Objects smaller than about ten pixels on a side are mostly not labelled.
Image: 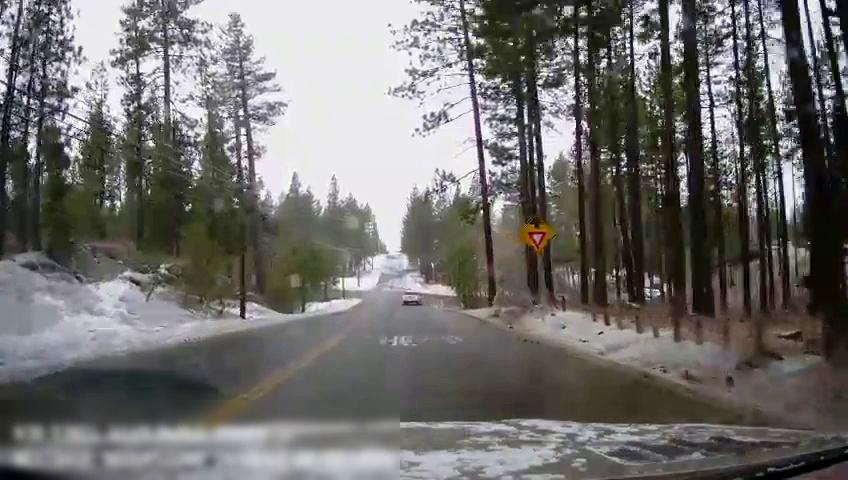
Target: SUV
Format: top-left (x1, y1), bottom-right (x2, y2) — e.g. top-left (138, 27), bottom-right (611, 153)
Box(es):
top-left (403, 290), bottom-right (420, 305)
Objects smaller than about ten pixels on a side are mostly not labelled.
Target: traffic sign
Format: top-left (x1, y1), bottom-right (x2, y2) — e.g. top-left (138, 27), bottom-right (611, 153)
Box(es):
top-left (521, 223), bottom-right (552, 256)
